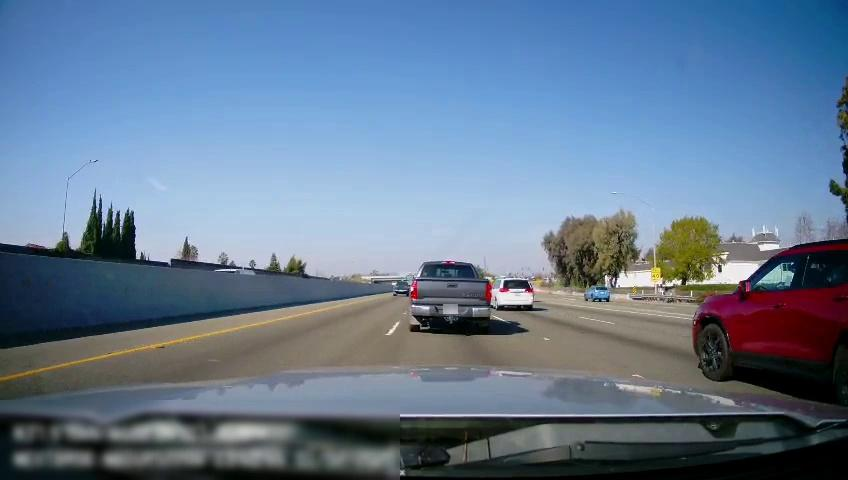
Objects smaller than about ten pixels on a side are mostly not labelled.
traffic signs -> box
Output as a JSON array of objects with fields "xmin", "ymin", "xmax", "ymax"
[{"xmin": 651, "ymin": 267, "xmax": 661, "ymax": 280}]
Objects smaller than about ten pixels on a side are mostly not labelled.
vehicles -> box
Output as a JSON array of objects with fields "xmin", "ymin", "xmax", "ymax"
[
  {"xmin": 583, "ymin": 285, "xmax": 611, "ymax": 303},
  {"xmin": 490, "ymin": 278, "xmax": 535, "ymax": 312},
  {"xmin": 691, "ymin": 238, "xmax": 848, "ymax": 407},
  {"xmin": 213, "ymin": 268, "xmax": 256, "ymax": 277},
  {"xmin": 392, "ymin": 281, "xmax": 410, "ymax": 296},
  {"xmin": 408, "ymin": 260, "xmax": 492, "ymax": 337}
]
